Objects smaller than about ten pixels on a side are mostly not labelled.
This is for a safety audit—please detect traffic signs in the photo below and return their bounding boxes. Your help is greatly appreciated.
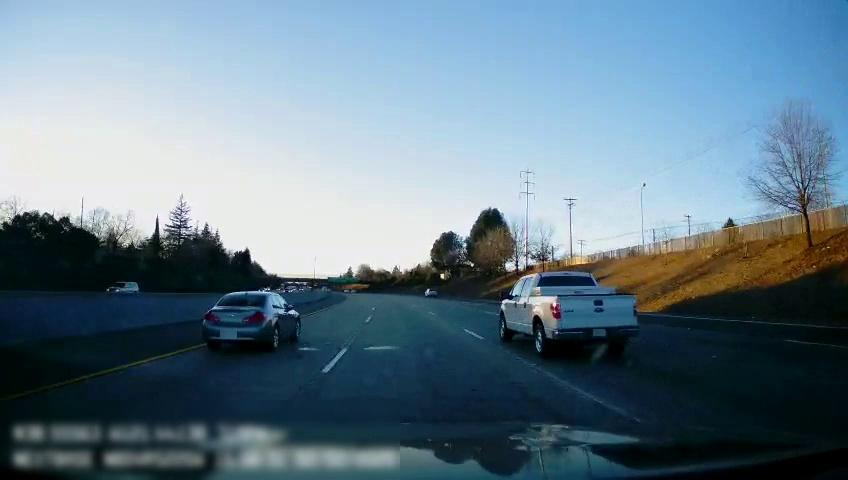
[327,277,338,283]
[348,277,359,283]
[337,277,348,283]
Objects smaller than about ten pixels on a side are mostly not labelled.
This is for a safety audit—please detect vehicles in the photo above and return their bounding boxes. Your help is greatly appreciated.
[498,272,643,356]
[106,281,140,294]
[200,289,303,353]
[425,288,437,297]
